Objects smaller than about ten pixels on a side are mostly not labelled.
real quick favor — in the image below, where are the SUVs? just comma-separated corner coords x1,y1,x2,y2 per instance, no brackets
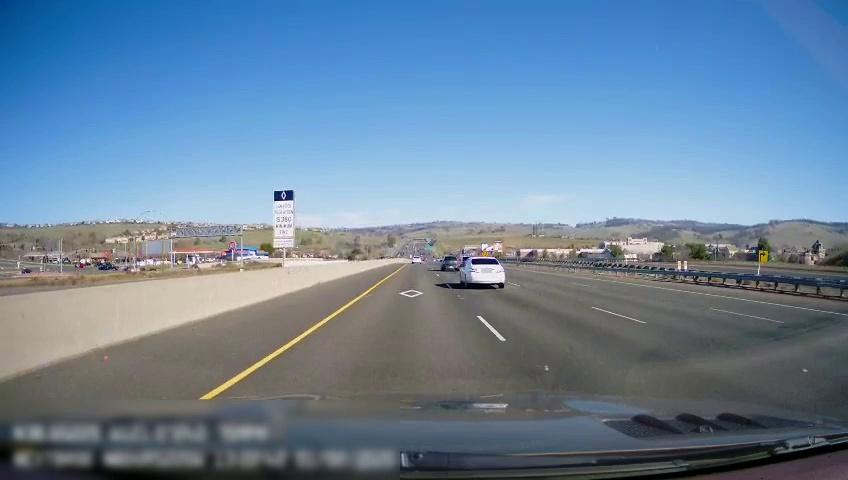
411,255,422,264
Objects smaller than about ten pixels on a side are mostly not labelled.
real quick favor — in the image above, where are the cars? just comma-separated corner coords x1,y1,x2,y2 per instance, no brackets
459,257,506,289
440,255,460,271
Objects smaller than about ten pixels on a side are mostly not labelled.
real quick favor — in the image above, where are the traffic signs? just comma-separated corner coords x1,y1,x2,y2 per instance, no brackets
758,250,769,264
